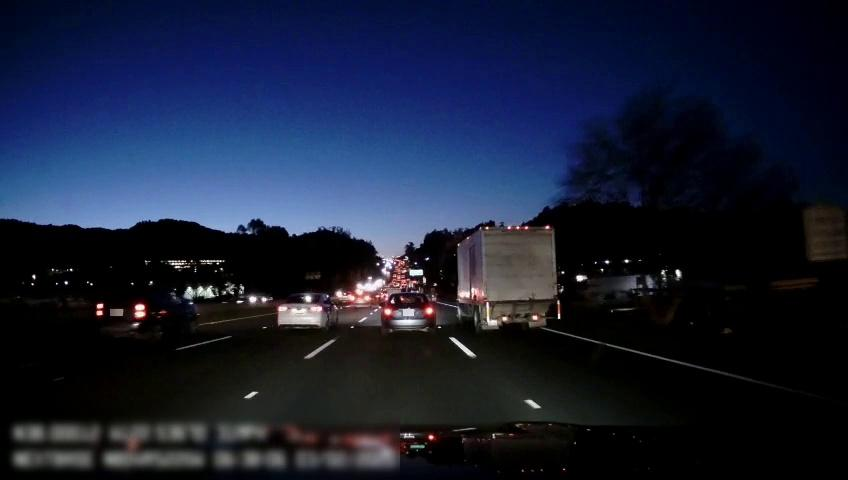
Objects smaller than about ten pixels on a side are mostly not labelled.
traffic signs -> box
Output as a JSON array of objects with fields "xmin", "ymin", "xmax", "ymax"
[
  {"xmin": 409, "ymin": 269, "xmax": 423, "ymax": 276},
  {"xmin": 802, "ymin": 204, "xmax": 848, "ymax": 263}
]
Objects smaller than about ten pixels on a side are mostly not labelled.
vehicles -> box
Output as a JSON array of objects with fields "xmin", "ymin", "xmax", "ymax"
[
  {"xmin": 455, "ymin": 224, "xmax": 562, "ymax": 336},
  {"xmin": 354, "ymin": 295, "xmax": 372, "ymax": 309},
  {"xmin": 412, "ymin": 280, "xmax": 439, "ymax": 306},
  {"xmin": 90, "ymin": 279, "xmax": 197, "ymax": 348},
  {"xmin": 235, "ymin": 290, "xmax": 274, "ymax": 305},
  {"xmin": 379, "ymin": 291, "xmax": 437, "ymax": 339},
  {"xmin": 277, "ymin": 292, "xmax": 338, "ymax": 330},
  {"xmin": 328, "ymin": 288, "xmax": 353, "ymax": 306}
]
